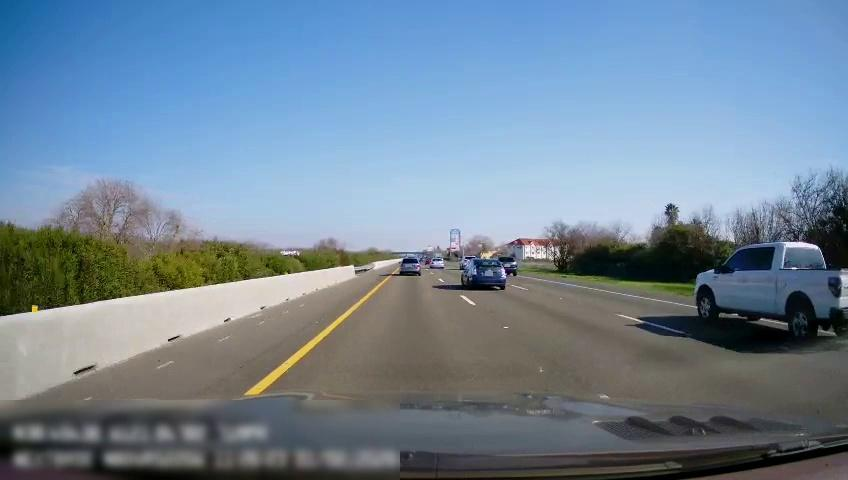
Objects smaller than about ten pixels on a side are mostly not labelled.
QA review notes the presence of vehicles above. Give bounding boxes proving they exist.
[694,241,848,344]
[458,255,476,270]
[398,257,421,276]
[279,250,302,259]
[430,257,446,269]
[498,255,518,276]
[460,258,507,291]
